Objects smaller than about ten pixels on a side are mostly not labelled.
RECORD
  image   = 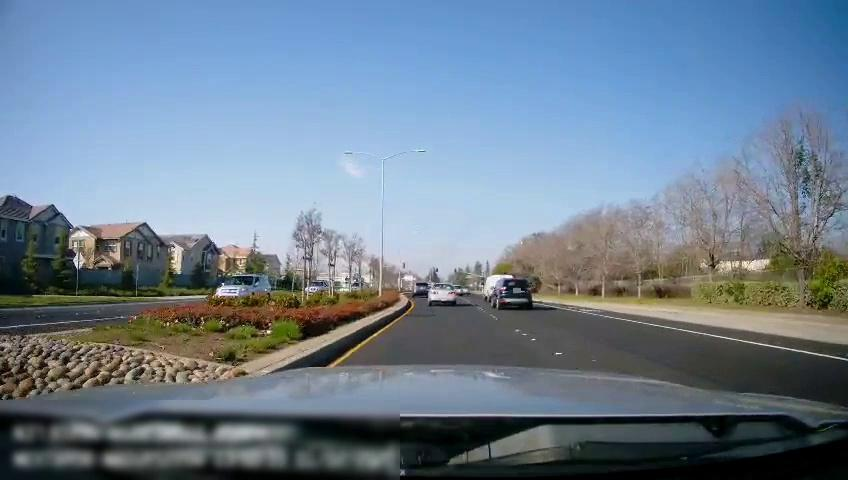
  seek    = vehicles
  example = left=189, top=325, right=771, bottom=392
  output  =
left=412, top=282, right=429, bottom=298
left=451, top=284, right=463, bottom=296
left=350, top=282, right=370, bottom=291
left=216, top=274, right=272, bottom=299
left=301, top=280, right=329, bottom=296
left=427, top=282, right=457, bottom=307
left=480, top=275, right=513, bottom=304
left=490, top=277, right=533, bottom=310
